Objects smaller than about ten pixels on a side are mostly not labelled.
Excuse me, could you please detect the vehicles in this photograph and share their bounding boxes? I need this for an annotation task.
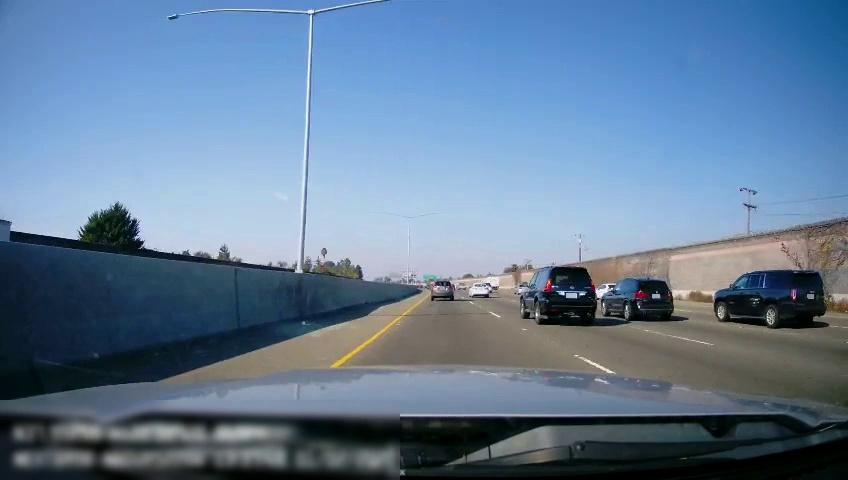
[519,266,598,326]
[468,283,490,299]
[430,279,455,302]
[712,269,826,329]
[0,218,13,243]
[600,278,674,322]
[481,282,492,293]
[594,283,616,301]
[486,277,499,290]
[513,284,528,296]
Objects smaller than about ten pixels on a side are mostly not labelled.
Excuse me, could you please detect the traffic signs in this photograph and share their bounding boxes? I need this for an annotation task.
[402,272,418,280]
[423,274,438,280]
